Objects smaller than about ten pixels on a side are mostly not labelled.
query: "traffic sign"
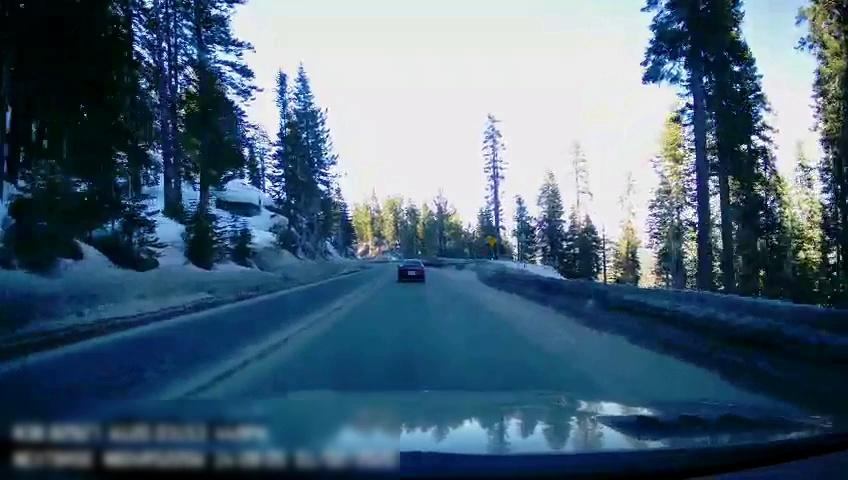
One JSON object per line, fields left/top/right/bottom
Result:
{"left": 487, "top": 236, "right": 498, "bottom": 248}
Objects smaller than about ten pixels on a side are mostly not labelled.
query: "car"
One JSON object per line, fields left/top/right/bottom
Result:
{"left": 396, "top": 259, "right": 425, "bottom": 285}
